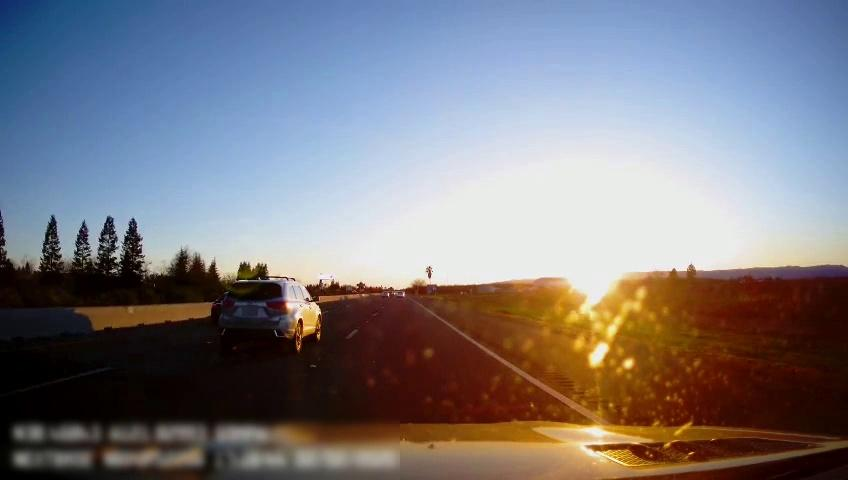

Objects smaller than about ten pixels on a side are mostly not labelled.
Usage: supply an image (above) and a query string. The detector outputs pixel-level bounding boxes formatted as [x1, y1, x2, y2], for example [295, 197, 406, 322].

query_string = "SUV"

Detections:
[219, 275, 322, 355]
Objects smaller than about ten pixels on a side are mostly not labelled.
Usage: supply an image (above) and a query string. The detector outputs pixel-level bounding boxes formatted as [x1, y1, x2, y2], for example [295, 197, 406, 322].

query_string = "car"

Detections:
[211, 292, 228, 323]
